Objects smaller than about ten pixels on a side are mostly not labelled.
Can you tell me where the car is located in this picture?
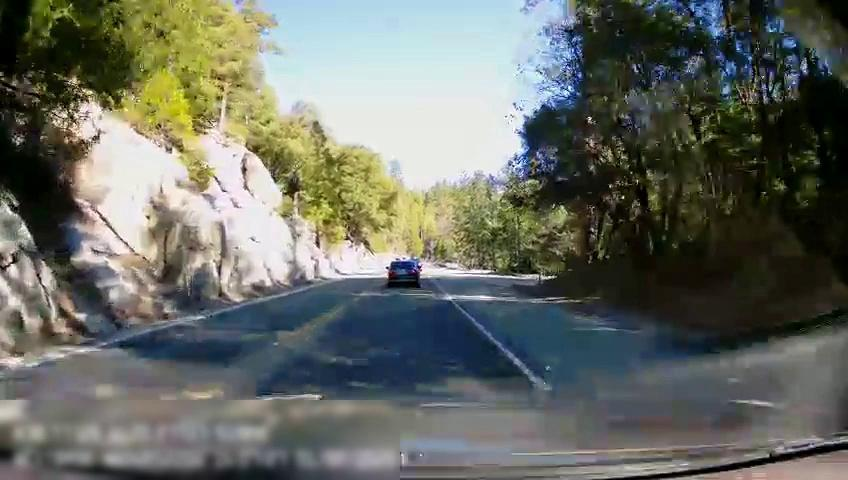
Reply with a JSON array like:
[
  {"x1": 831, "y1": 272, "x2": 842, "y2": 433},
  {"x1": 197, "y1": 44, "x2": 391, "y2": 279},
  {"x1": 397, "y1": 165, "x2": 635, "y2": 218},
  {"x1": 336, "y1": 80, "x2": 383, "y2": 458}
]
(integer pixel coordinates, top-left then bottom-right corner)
[{"x1": 385, "y1": 260, "x2": 422, "y2": 289}]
